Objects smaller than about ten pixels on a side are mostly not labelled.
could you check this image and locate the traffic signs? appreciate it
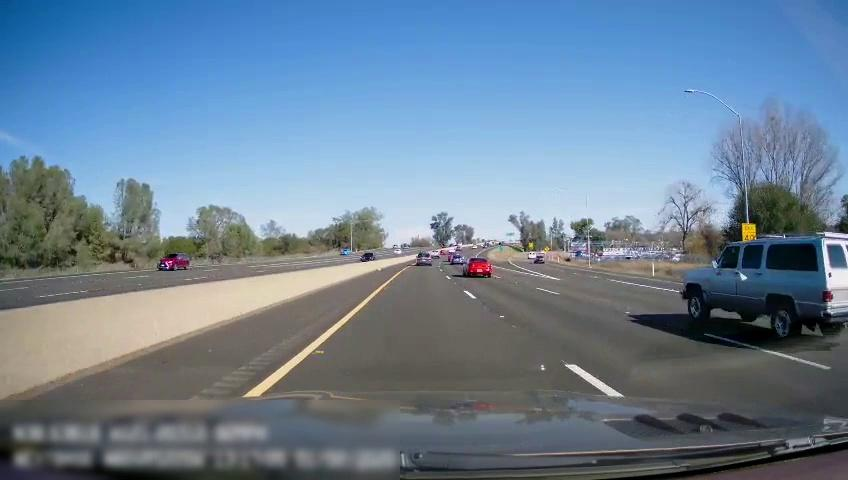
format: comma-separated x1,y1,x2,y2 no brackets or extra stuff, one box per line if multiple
742,223,756,243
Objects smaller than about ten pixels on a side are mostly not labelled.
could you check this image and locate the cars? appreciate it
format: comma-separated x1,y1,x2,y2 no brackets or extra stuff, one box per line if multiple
450,254,464,265
462,256,493,278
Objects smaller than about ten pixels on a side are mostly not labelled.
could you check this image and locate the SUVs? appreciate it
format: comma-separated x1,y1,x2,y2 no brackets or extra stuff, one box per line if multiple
157,252,191,272
415,252,433,267
680,232,848,341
